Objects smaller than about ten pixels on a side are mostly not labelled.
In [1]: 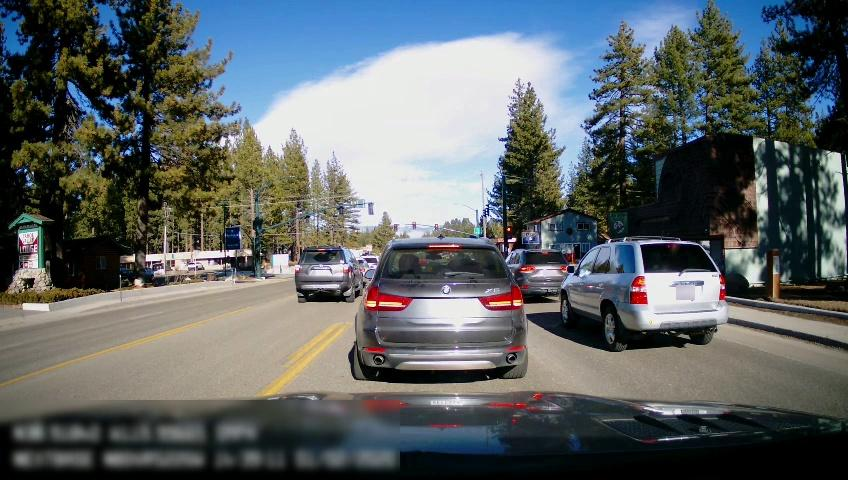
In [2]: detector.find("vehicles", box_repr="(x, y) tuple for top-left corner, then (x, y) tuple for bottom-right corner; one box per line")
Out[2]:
(128, 267), (155, 280)
(354, 239), (527, 379)
(560, 237), (729, 352)
(360, 254), (379, 267)
(360, 260), (370, 286)
(295, 247), (363, 302)
(187, 261), (204, 271)
(506, 249), (572, 304)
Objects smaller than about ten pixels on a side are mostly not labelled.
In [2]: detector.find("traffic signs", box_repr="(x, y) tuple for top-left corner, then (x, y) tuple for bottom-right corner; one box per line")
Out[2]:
(472, 224), (482, 236)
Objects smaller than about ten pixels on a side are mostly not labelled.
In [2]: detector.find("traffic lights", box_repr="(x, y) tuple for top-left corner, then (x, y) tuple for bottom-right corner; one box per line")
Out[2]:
(338, 206), (343, 217)
(506, 226), (512, 238)
(368, 202), (374, 215)
(484, 203), (490, 217)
